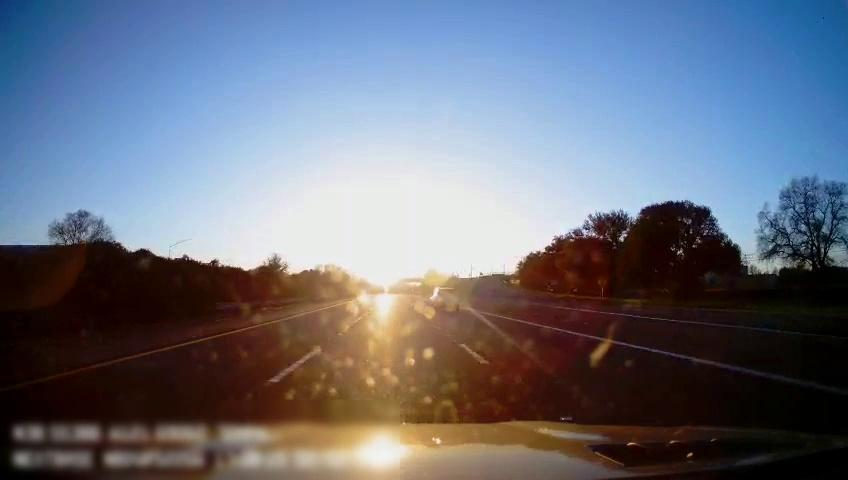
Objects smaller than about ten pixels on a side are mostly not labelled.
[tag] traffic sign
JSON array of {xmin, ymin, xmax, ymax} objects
[{"xmin": 597, "ymin": 276, "xmax": 609, "ymax": 285}]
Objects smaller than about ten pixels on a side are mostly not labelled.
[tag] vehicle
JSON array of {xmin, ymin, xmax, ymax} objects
[{"xmin": 430, "ymin": 286, "xmax": 462, "ymax": 313}]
